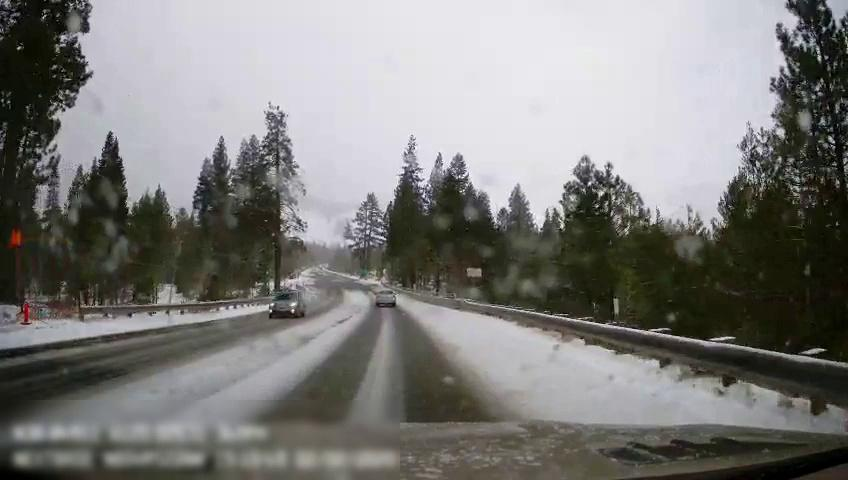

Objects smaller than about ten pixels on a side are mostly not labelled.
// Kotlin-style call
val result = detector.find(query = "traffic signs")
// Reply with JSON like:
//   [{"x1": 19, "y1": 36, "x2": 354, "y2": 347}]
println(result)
[{"x1": 468, "y1": 268, "x2": 482, "y2": 278}]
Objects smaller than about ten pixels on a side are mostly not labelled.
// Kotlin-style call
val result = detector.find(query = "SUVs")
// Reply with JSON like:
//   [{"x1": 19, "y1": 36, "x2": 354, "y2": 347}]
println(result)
[
  {"x1": 267, "y1": 289, "x2": 306, "y2": 319},
  {"x1": 374, "y1": 289, "x2": 397, "y2": 307}
]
